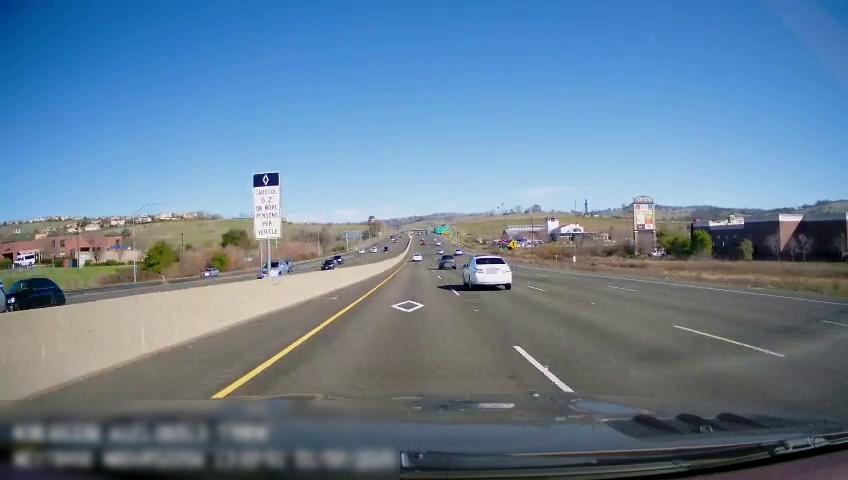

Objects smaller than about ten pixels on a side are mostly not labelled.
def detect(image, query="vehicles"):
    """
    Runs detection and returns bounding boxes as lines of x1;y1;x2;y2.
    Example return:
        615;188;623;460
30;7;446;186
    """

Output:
6;277;67;313
462;255;512;290
256;260;289;279
454;249;464;257
0;279;8;313
200;267;220;278
320;259;337;270
412;253;423;262
332;255;344;265
438;254;457;270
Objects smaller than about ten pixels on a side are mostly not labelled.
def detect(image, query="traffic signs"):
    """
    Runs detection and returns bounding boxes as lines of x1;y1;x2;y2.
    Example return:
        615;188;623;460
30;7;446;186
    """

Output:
435;226;449;234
